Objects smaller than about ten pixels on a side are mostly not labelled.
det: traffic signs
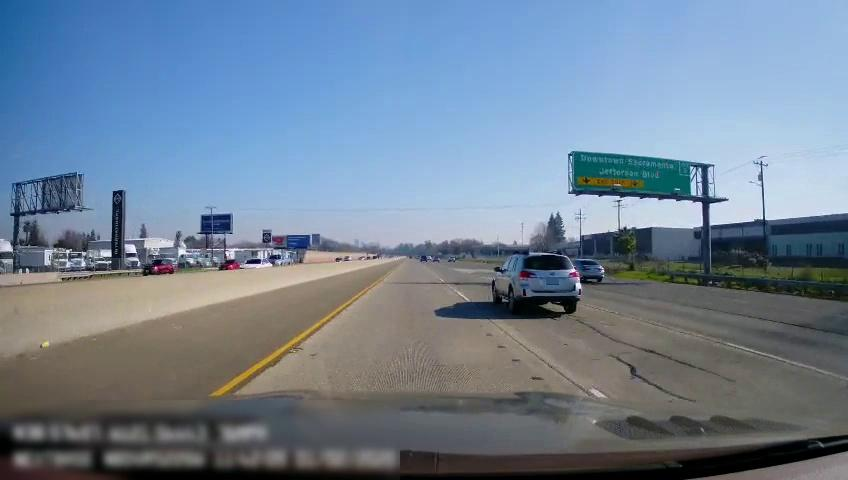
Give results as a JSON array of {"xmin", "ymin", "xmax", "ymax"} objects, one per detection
[
  {"xmin": 39, "ymin": 173, "xmax": 83, "ymax": 211},
  {"xmin": 571, "ymin": 150, "xmax": 692, "ymax": 197}
]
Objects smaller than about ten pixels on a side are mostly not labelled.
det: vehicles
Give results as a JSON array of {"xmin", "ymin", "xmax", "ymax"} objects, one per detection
[
  {"xmin": 267, "ymin": 253, "xmax": 294, "ymax": 268},
  {"xmin": 142, "ymin": 259, "xmax": 177, "ymax": 276},
  {"xmin": 570, "ymin": 258, "xmax": 605, "ymax": 283},
  {"xmin": 217, "ymin": 259, "xmax": 243, "ymax": 272},
  {"xmin": 491, "ymin": 253, "xmax": 583, "ymax": 314},
  {"xmin": 239, "ymin": 257, "xmax": 273, "ymax": 271}
]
